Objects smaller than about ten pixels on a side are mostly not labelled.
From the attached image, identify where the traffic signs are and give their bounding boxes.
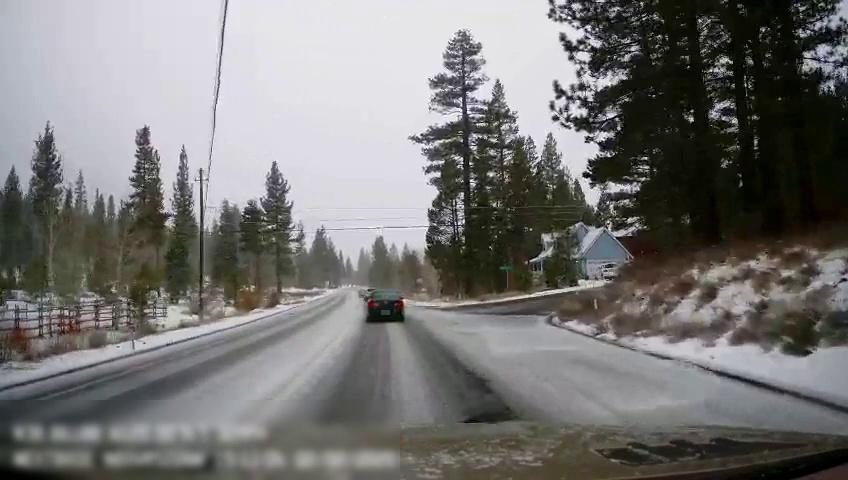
[500,266,513,271]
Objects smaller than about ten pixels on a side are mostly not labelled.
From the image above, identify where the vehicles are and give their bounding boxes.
[595,263,619,281]
[365,291,405,322]
[364,288,378,301]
